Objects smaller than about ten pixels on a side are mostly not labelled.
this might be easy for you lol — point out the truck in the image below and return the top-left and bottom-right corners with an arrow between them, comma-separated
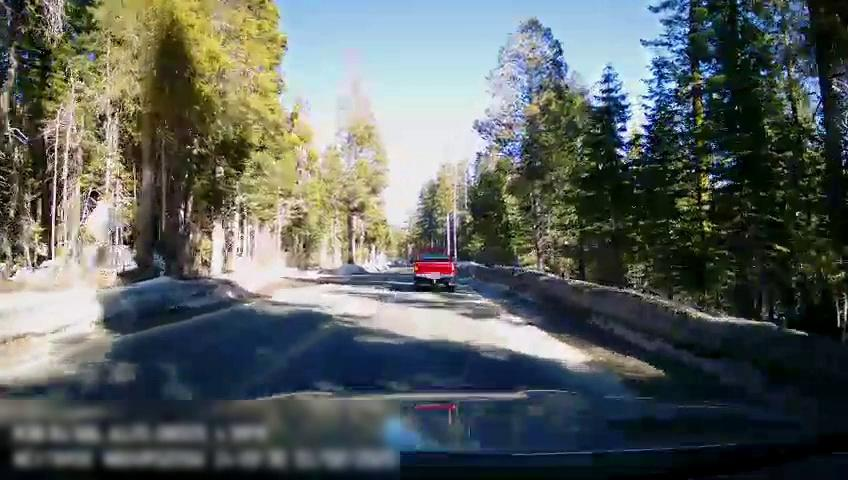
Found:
409,248 -> 458,291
